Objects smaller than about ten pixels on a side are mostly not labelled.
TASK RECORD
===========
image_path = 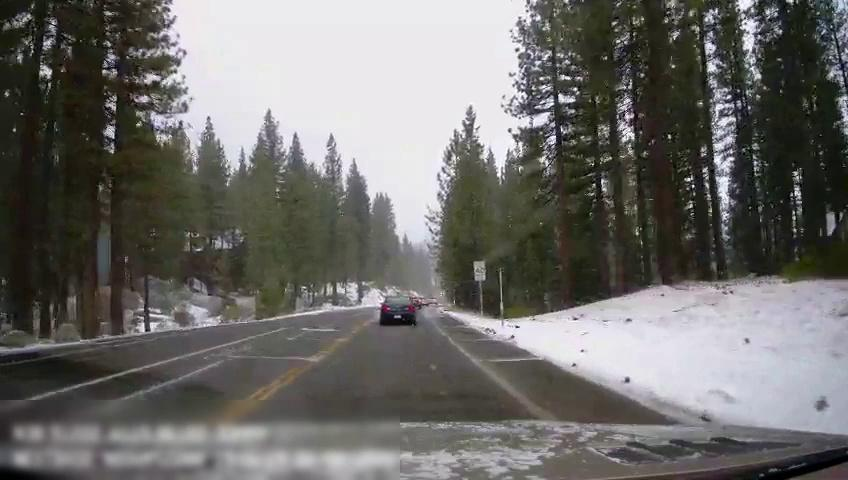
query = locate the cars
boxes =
[379,296,417,327]
[409,296,422,310]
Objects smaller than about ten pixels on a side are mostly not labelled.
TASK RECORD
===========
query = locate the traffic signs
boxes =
[473,260,486,274]
[474,273,486,281]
